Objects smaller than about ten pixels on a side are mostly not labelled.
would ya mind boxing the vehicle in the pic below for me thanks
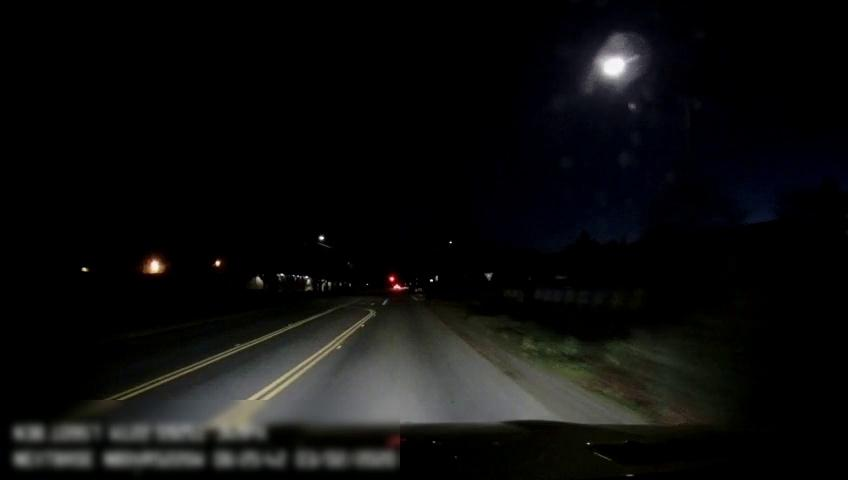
[414,287,423,294]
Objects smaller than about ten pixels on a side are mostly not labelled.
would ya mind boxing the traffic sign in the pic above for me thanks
[484,271,494,282]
